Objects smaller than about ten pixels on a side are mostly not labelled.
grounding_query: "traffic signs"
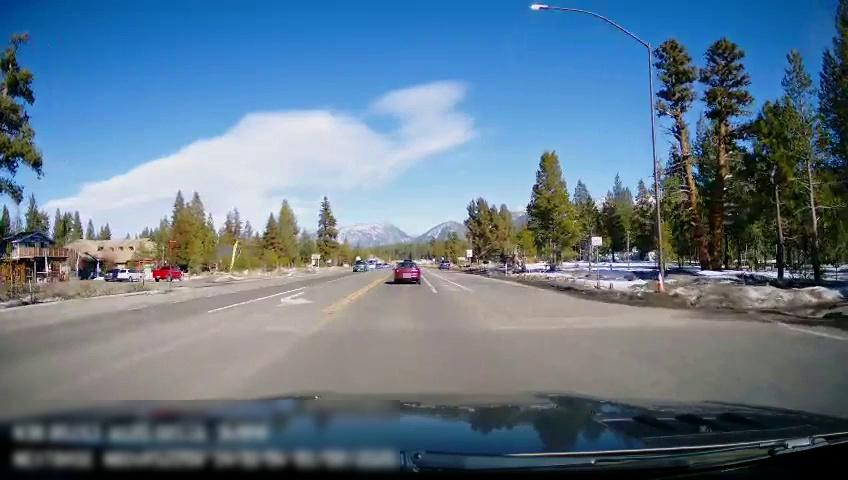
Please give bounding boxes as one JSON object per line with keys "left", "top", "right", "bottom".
{"left": 591, "top": 236, "right": 603, "bottom": 246}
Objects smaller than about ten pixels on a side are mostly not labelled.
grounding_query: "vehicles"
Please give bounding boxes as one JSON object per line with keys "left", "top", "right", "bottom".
{"left": 366, "top": 258, "right": 377, "bottom": 268}
{"left": 392, "top": 261, "right": 421, "bottom": 285}
{"left": 438, "top": 261, "right": 450, "bottom": 271}
{"left": 117, "top": 267, "right": 147, "bottom": 282}
{"left": 353, "top": 261, "right": 369, "bottom": 272}
{"left": 103, "top": 268, "right": 121, "bottom": 281}
{"left": 152, "top": 264, "right": 186, "bottom": 282}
